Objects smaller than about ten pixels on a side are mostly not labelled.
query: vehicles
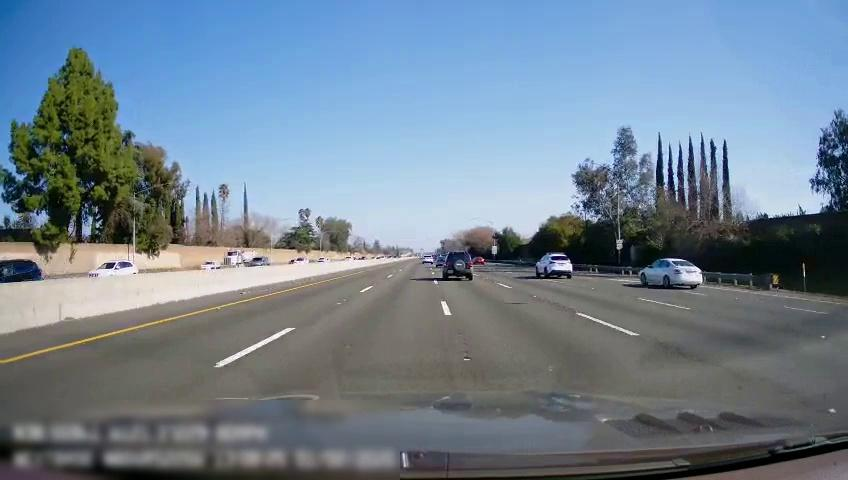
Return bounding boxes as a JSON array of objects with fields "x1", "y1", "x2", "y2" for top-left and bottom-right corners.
[
  {"x1": 637, "y1": 258, "x2": 703, "y2": 290},
  {"x1": 0, "y1": 258, "x2": 43, "y2": 283},
  {"x1": 247, "y1": 256, "x2": 271, "y2": 267},
  {"x1": 88, "y1": 261, "x2": 139, "y2": 280},
  {"x1": 223, "y1": 250, "x2": 256, "y2": 266},
  {"x1": 434, "y1": 258, "x2": 442, "y2": 267},
  {"x1": 200, "y1": 261, "x2": 220, "y2": 270},
  {"x1": 421, "y1": 254, "x2": 434, "y2": 265},
  {"x1": 442, "y1": 252, "x2": 474, "y2": 281},
  {"x1": 293, "y1": 257, "x2": 310, "y2": 264},
  {"x1": 535, "y1": 254, "x2": 574, "y2": 280},
  {"x1": 474, "y1": 257, "x2": 485, "y2": 265}
]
